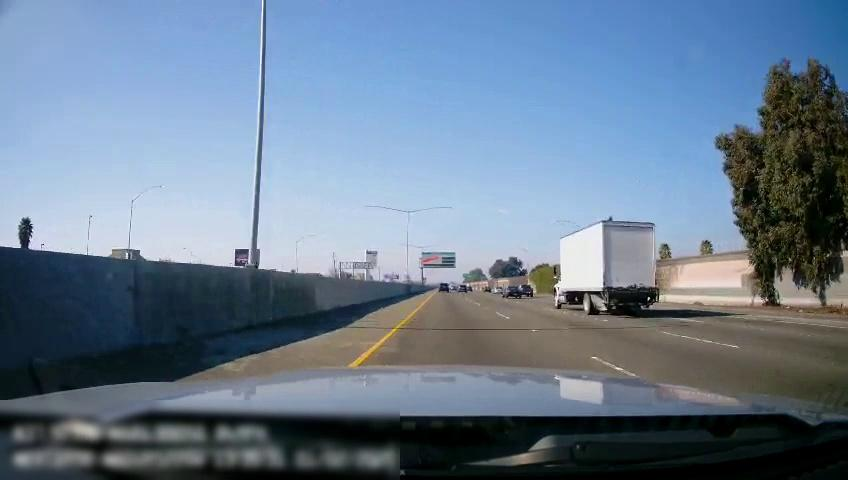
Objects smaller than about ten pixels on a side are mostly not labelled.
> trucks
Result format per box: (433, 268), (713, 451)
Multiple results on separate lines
(517, 284), (533, 296)
(552, 221), (660, 315)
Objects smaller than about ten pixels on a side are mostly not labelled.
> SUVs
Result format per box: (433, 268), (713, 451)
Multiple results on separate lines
(438, 282), (450, 292)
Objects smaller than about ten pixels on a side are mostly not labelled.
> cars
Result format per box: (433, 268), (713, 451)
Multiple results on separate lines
(502, 286), (521, 298)
(492, 286), (504, 294)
